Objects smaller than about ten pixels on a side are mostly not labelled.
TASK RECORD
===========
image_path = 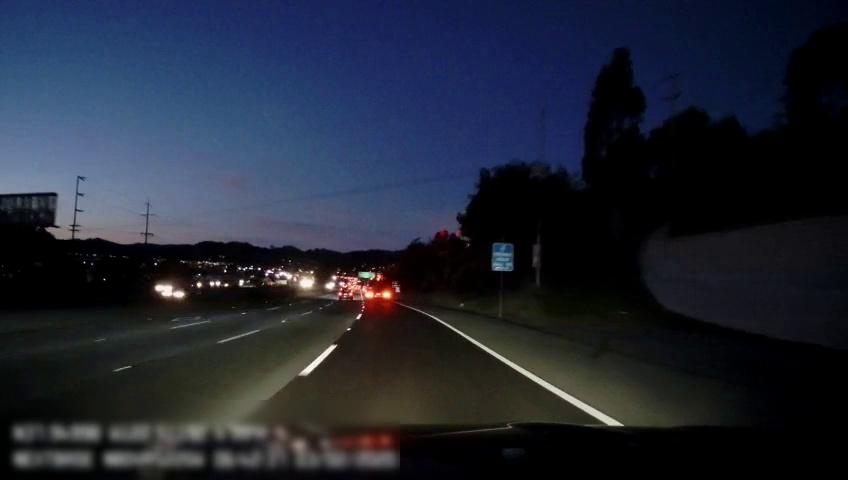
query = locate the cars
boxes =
[338,287,354,301]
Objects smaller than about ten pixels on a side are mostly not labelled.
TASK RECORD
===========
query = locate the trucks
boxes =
[368,274,394,300]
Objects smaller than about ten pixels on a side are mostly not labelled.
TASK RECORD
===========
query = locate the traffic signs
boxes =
[359,271,376,278]
[492,243,513,273]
